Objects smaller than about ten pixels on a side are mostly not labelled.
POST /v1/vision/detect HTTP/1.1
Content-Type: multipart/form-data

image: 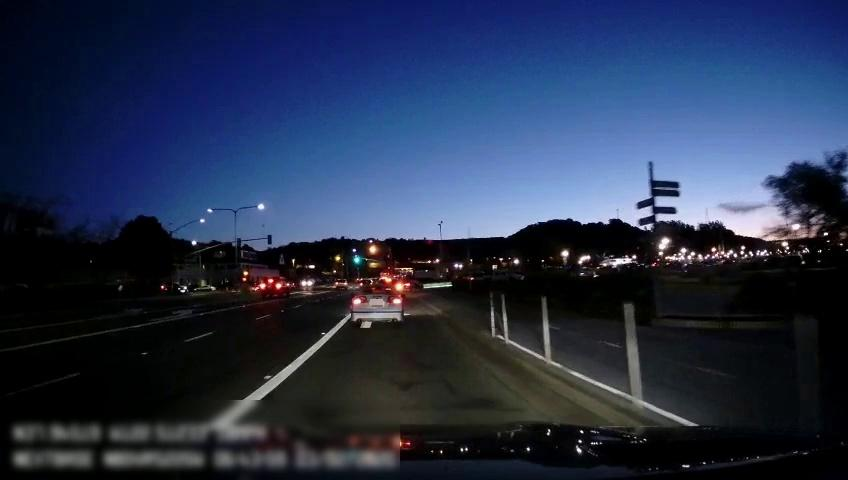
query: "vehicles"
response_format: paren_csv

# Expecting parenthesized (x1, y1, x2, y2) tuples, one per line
(193, 285, 216, 293)
(335, 278, 349, 291)
(260, 275, 290, 299)
(350, 282, 405, 328)
(162, 282, 188, 295)
(376, 276, 407, 295)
